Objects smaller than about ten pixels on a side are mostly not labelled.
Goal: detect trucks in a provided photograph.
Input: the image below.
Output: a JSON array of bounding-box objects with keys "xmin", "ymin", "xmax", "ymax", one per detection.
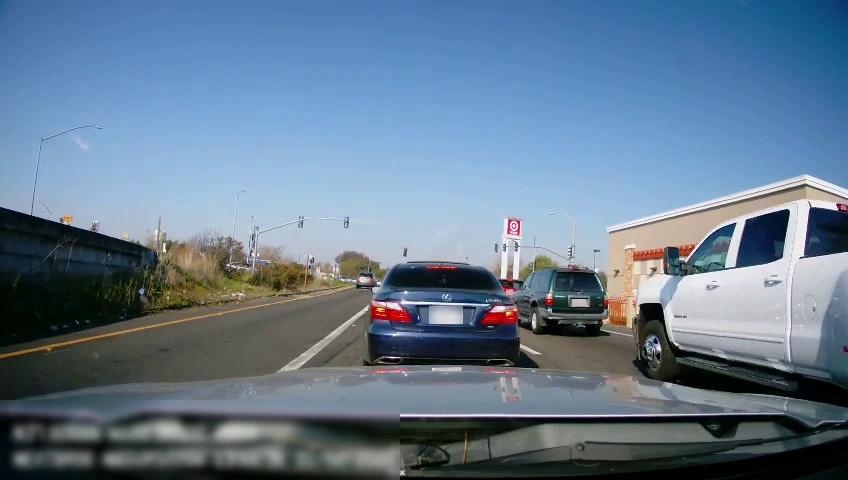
[{"xmin": 631, "ymin": 199, "xmax": 848, "ymax": 398}]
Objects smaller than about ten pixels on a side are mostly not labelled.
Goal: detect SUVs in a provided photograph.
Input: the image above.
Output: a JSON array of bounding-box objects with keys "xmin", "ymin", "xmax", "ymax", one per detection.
[
  {"xmin": 356, "ymin": 273, "xmax": 377, "ymax": 289},
  {"xmin": 506, "ymin": 265, "xmax": 610, "ymax": 335},
  {"xmin": 495, "ymin": 279, "xmax": 528, "ymax": 302}
]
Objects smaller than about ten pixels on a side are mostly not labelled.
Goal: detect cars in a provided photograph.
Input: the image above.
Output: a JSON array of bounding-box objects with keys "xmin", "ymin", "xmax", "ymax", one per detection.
[{"xmin": 361, "ymin": 260, "xmax": 523, "ymax": 368}]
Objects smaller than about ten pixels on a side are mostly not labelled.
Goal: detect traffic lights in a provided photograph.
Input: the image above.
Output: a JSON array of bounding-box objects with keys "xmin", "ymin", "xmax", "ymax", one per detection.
[
  {"xmin": 343, "ymin": 215, "xmax": 350, "ymax": 229},
  {"xmin": 567, "ymin": 245, "xmax": 573, "ymax": 260},
  {"xmin": 402, "ymin": 247, "xmax": 408, "ymax": 258},
  {"xmin": 297, "ymin": 215, "xmax": 305, "ymax": 229},
  {"xmin": 513, "ymin": 240, "xmax": 519, "ymax": 253},
  {"xmin": 502, "ymin": 242, "xmax": 507, "ymax": 253},
  {"xmin": 494, "ymin": 243, "xmax": 499, "ymax": 254}
]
